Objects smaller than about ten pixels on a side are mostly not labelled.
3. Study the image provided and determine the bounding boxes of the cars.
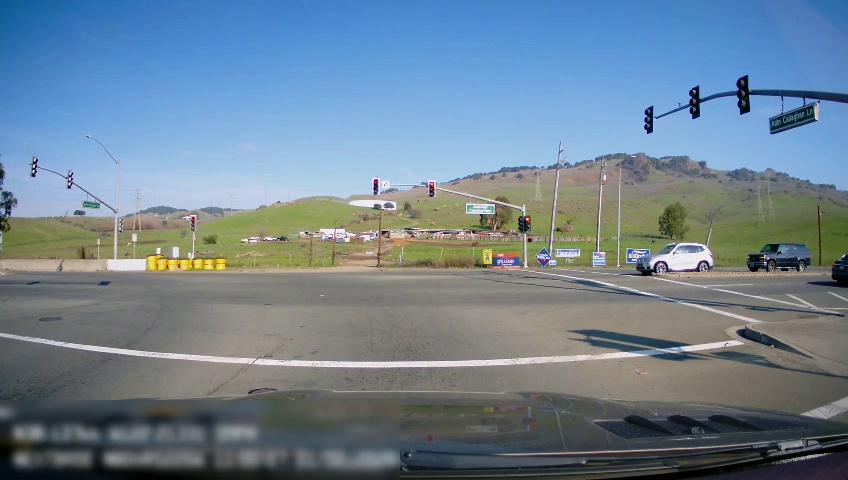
[830,252,848,284]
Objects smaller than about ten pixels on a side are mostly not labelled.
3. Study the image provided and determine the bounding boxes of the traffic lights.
[66,168,75,190]
[30,156,40,178]
[426,178,437,197]
[735,74,751,115]
[372,177,381,196]
[687,84,702,120]
[523,214,533,232]
[643,104,655,135]
[116,215,125,233]
[517,215,525,232]
[189,214,198,232]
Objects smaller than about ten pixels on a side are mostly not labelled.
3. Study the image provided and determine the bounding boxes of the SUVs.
[745,243,811,273]
[636,242,714,276]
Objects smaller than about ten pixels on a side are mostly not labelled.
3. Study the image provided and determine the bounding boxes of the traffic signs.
[81,199,101,209]
[464,201,497,216]
[768,100,821,135]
